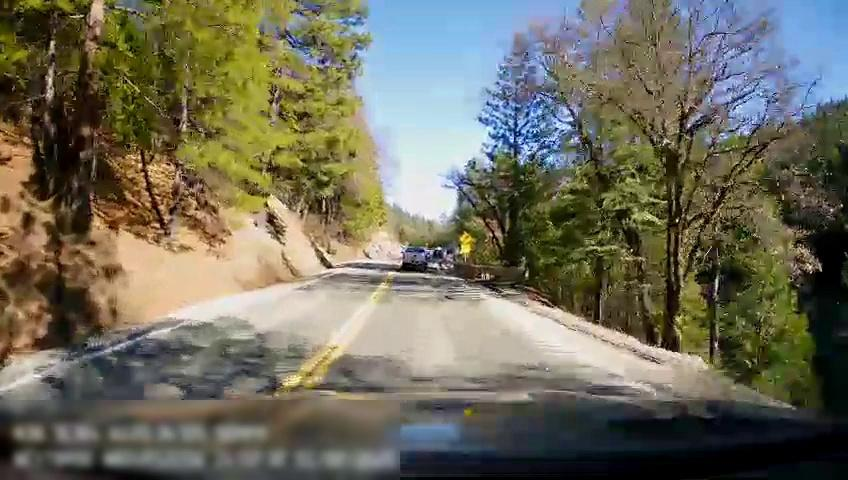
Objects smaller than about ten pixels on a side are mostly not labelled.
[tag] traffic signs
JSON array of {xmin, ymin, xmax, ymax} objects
[
  {"xmin": 460, "ymin": 244, "xmax": 472, "ymax": 255},
  {"xmin": 460, "ymin": 232, "xmax": 474, "ymax": 245}
]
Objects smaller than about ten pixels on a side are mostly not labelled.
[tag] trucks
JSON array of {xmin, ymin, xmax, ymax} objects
[{"xmin": 401, "ymin": 247, "xmax": 428, "ymax": 270}]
